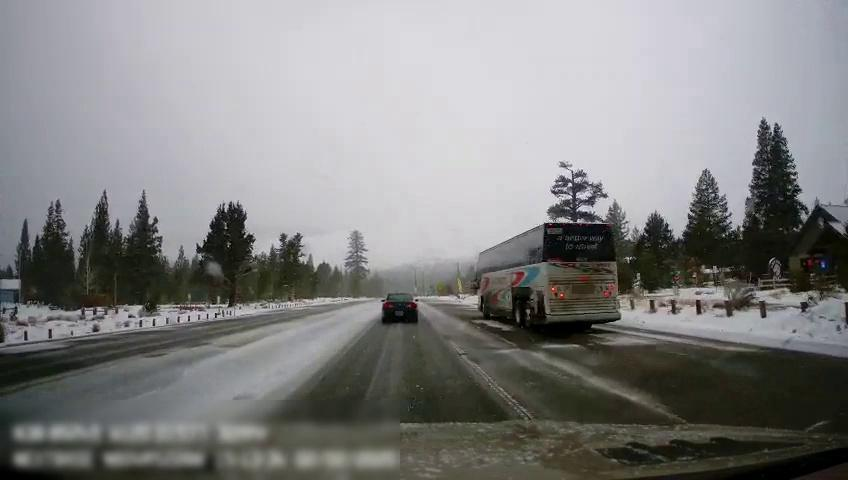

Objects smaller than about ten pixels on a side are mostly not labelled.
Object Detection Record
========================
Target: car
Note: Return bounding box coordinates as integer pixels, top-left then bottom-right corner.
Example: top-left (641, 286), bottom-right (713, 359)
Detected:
top-left (380, 292), bottom-right (419, 323)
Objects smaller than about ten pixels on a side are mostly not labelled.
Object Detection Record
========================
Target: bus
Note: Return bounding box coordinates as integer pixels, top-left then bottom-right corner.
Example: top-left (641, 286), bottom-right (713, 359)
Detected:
top-left (471, 222), bottom-right (621, 333)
